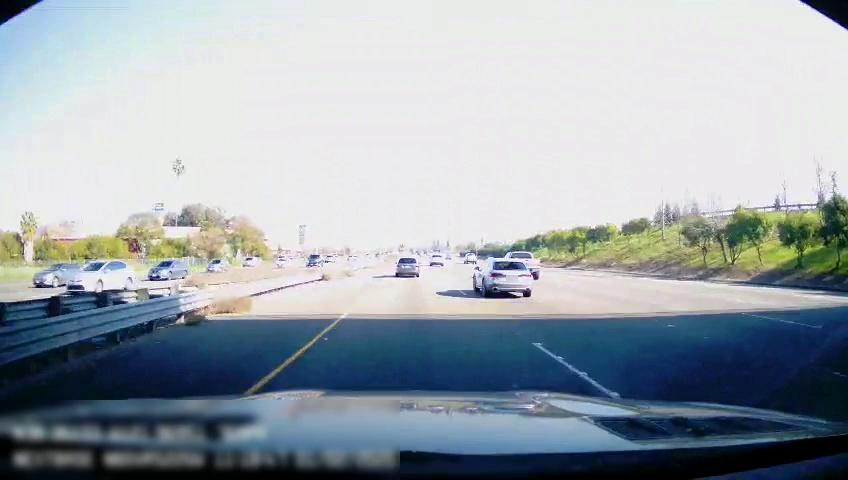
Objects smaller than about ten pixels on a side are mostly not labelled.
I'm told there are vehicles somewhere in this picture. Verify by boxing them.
[471,257,535,299]
[241,257,261,269]
[147,259,189,282]
[504,251,543,281]
[32,262,80,288]
[305,254,325,269]
[430,255,445,267]
[393,257,421,277]
[64,259,137,295]
[463,253,478,265]
[206,258,227,272]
